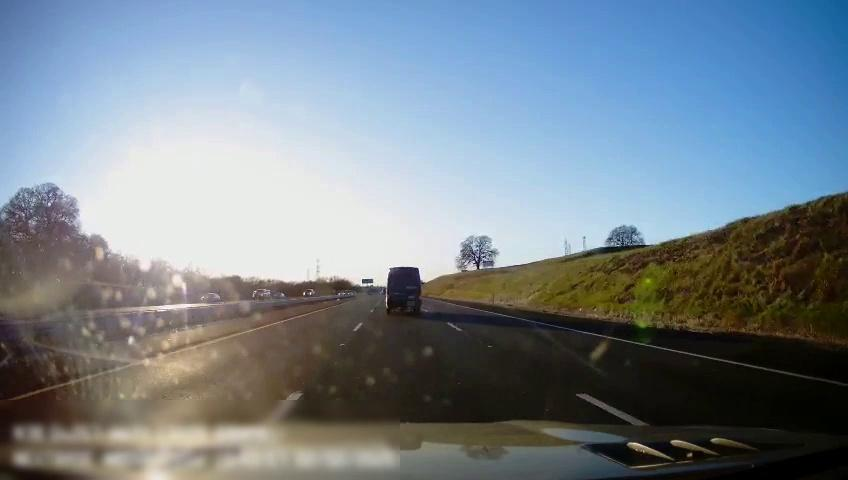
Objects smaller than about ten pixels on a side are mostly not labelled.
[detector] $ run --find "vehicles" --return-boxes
[385,266,421,316]
[303,288,315,297]
[199,293,221,304]
[252,289,271,301]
